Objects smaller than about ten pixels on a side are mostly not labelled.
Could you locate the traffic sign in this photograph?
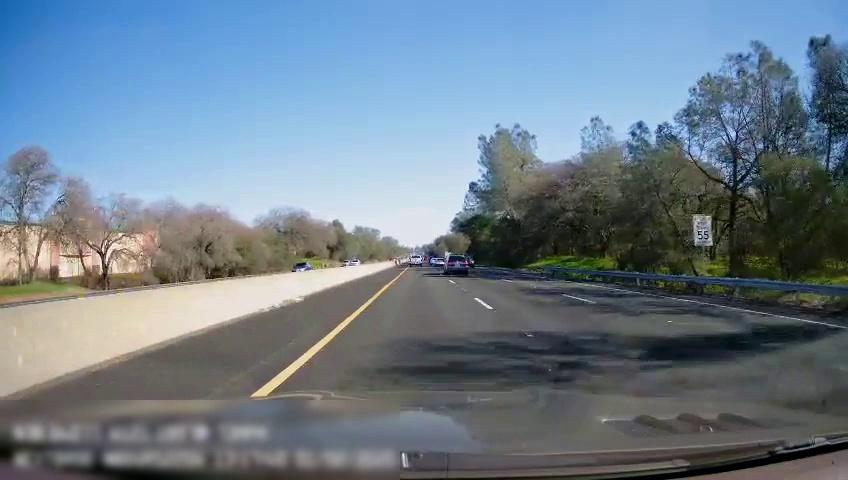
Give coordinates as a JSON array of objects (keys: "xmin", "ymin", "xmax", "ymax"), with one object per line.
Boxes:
[{"xmin": 692, "ymin": 213, "xmax": 714, "ymax": 246}]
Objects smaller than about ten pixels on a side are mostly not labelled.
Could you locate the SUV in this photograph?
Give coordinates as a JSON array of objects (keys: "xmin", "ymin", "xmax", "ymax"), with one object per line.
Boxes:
[{"xmin": 443, "ymin": 254, "xmax": 469, "ymax": 275}]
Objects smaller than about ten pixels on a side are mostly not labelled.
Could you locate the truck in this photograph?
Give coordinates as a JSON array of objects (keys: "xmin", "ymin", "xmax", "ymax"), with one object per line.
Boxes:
[{"xmin": 409, "ymin": 254, "xmax": 423, "ymax": 267}]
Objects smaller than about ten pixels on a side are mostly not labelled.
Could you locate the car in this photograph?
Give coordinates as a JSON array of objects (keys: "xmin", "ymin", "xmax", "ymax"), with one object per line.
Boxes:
[{"xmin": 289, "ymin": 262, "xmax": 313, "ymax": 273}]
